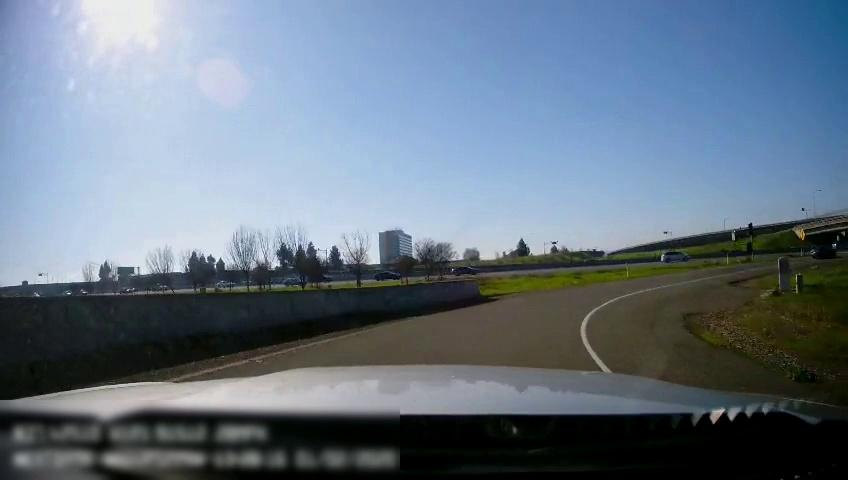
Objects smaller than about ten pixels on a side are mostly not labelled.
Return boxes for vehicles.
[216,279,236,289]
[283,277,305,286]
[375,271,401,281]
[452,265,479,277]
[809,243,837,258]
[661,251,689,263]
